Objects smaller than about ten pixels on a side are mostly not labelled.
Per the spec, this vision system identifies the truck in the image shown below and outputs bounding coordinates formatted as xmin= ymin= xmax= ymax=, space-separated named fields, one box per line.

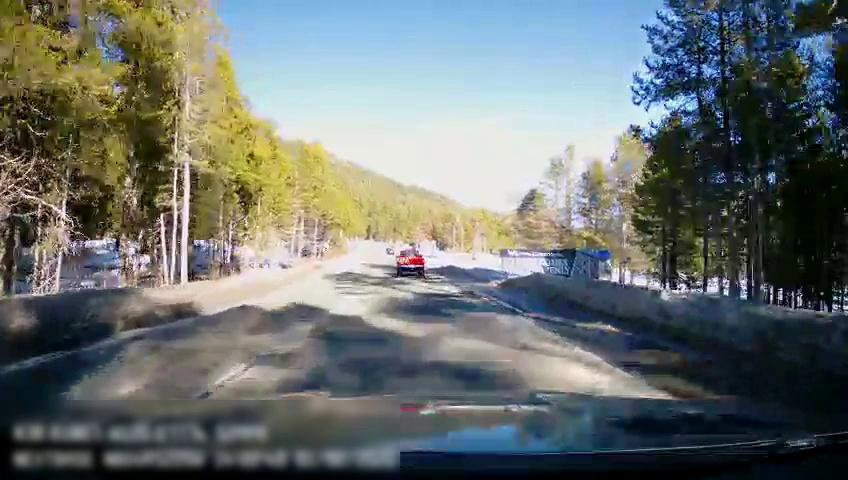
xmin=396 ymin=248 xmax=425 ymax=277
